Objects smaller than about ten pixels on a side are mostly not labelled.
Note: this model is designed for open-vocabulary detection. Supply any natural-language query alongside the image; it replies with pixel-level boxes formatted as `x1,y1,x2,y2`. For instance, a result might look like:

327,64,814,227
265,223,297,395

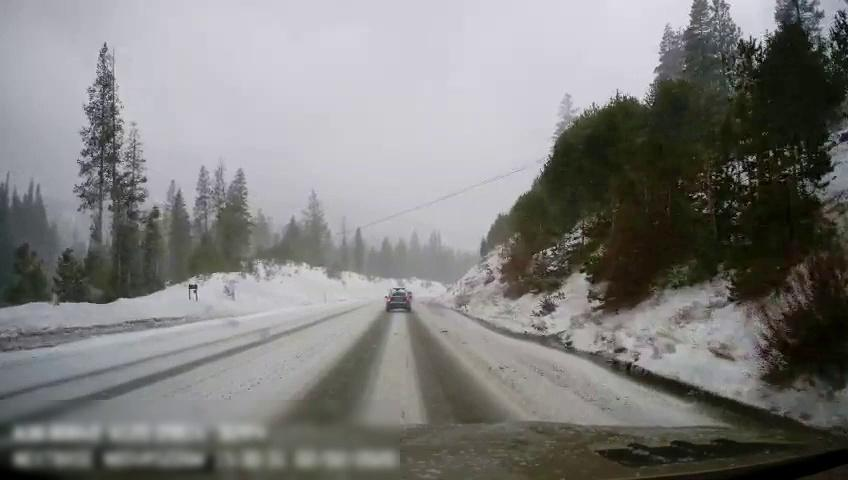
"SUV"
384,287,413,313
